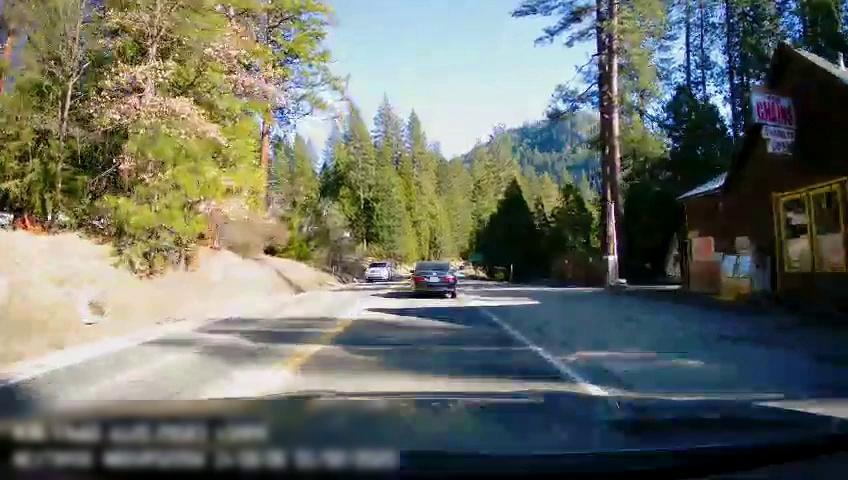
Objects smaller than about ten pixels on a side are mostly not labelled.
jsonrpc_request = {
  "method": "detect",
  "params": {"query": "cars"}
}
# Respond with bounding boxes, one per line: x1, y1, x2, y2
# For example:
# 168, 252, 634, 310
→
366, 261, 392, 283
408, 261, 458, 299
